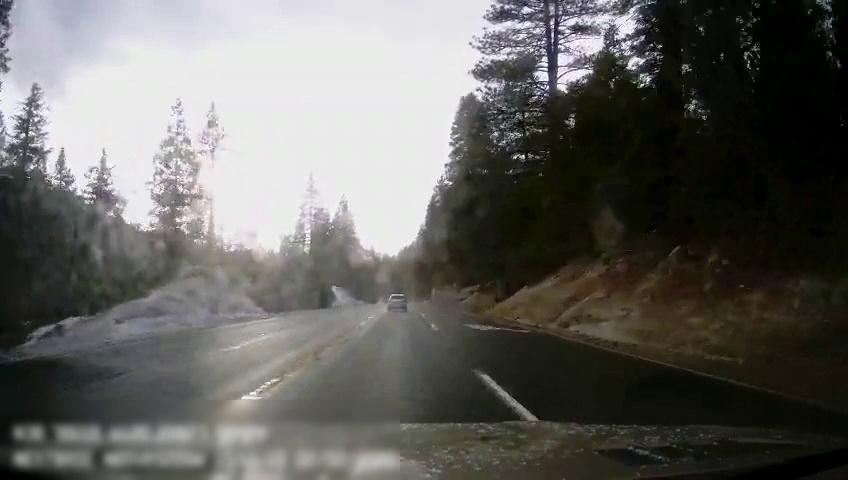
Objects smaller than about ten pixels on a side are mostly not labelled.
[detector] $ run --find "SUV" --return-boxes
[386,294,409,313]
